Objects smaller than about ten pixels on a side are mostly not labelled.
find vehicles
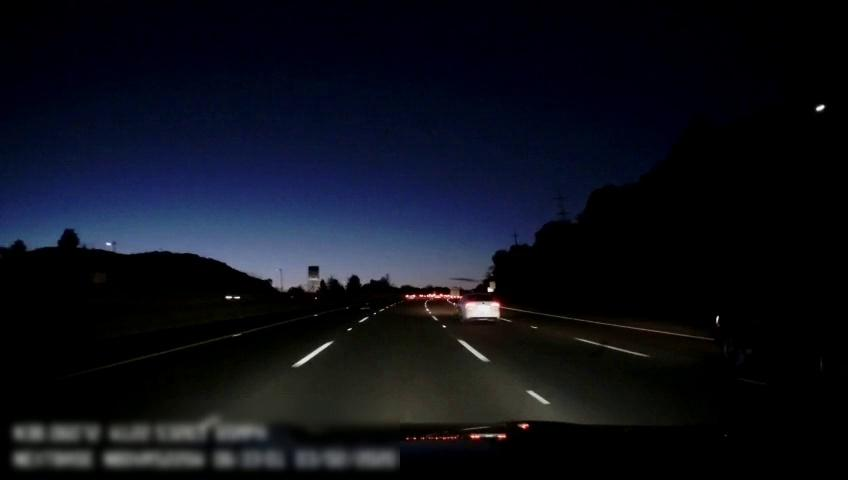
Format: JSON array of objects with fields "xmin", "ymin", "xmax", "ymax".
[
  {"xmin": 450, "ymin": 287, "xmax": 460, "ymax": 302},
  {"xmin": 456, "ymin": 292, "xmax": 500, "ymax": 323},
  {"xmin": 225, "ymin": 293, "xmax": 255, "ymax": 300},
  {"xmin": 717, "ymin": 274, "xmax": 848, "ymax": 385}
]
